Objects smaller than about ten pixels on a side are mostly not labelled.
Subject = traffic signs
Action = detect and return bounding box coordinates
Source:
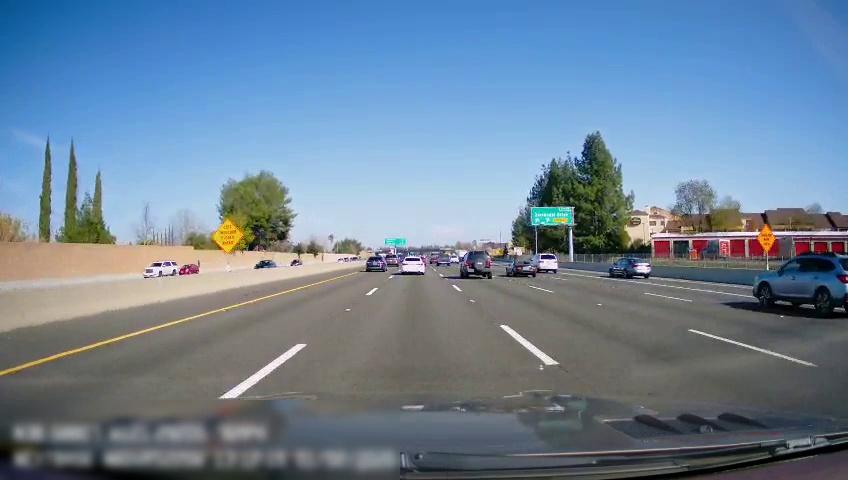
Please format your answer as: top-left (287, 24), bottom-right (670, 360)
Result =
top-left (213, 218), bottom-right (245, 254)
top-left (531, 206), bottom-right (573, 226)
top-left (757, 223), bottom-right (776, 252)
top-left (384, 238), bottom-right (406, 246)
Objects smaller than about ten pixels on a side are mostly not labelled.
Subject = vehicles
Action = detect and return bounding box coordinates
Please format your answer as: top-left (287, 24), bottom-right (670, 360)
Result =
top-left (528, 253), bottom-right (559, 274)
top-left (177, 263), bottom-right (200, 277)
top-left (383, 254), bottom-right (399, 268)
top-left (454, 249), bottom-right (468, 262)
top-left (435, 254), bottom-right (450, 267)
top-left (458, 250), bottom-right (493, 280)
top-left (751, 250), bottom-right (848, 318)
top-left (143, 260), bottom-right (178, 279)
top-left (398, 256), bottom-right (426, 276)
top-left (505, 260), bottom-right (537, 278)
top-left (289, 258), bottom-right (304, 267)
top-left (253, 258), bottom-right (278, 270)
top-left (365, 255), bottom-right (387, 272)
top-left (607, 257), bottom-right (653, 280)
